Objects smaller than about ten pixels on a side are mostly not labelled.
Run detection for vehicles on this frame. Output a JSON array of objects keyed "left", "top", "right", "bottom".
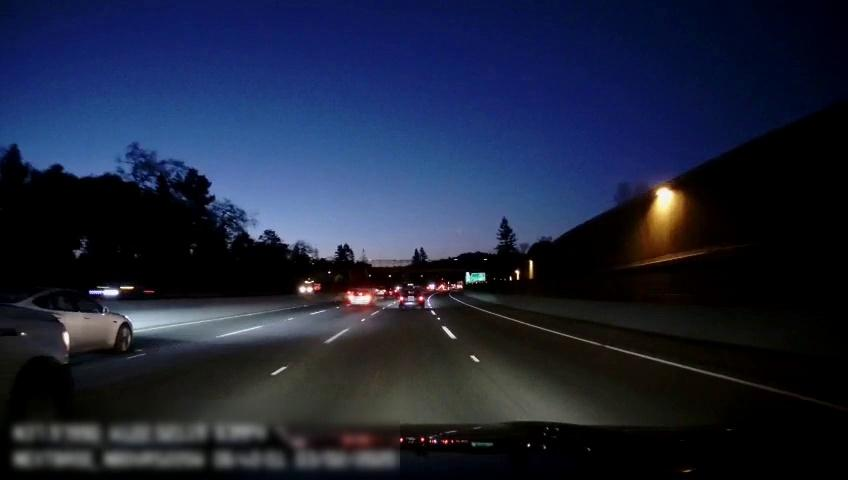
[
  {"left": 0, "top": 286, "right": 134, "bottom": 356},
  {"left": 299, "top": 280, "right": 321, "bottom": 294},
  {"left": 383, "top": 286, "right": 399, "bottom": 299},
  {"left": 0, "top": 304, "right": 73, "bottom": 438},
  {"left": 350, "top": 289, "right": 376, "bottom": 309},
  {"left": 399, "top": 288, "right": 425, "bottom": 310},
  {"left": 378, "top": 287, "right": 386, "bottom": 296},
  {"left": 88, "top": 278, "right": 156, "bottom": 302}
]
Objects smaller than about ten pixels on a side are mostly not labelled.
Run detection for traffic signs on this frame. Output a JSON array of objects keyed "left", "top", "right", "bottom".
[{"left": 471, "top": 273, "right": 486, "bottom": 281}]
